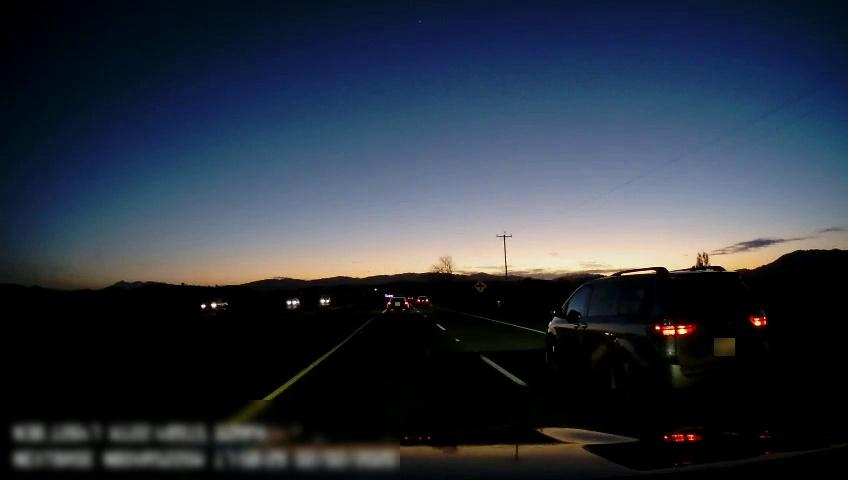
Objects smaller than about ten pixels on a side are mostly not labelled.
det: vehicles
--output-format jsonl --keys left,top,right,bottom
{"left": 200, "top": 297, "right": 229, "bottom": 311}
{"left": 319, "top": 296, "right": 332, "bottom": 306}
{"left": 544, "top": 268, "right": 770, "bottom": 406}
{"left": 387, "top": 296, "right": 410, "bottom": 315}
{"left": 286, "top": 297, "right": 301, "bottom": 307}
{"left": 415, "top": 295, "right": 430, "bottom": 308}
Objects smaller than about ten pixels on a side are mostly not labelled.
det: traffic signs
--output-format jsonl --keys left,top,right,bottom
{"left": 474, "top": 280, "right": 487, "bottom": 293}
